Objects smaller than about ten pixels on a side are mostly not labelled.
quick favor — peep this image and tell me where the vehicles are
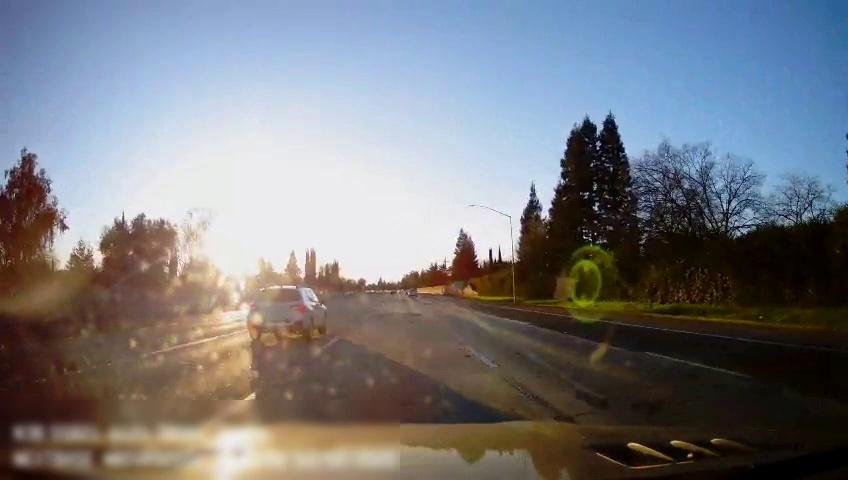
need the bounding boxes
[406,288,418,298]
[246,287,329,342]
